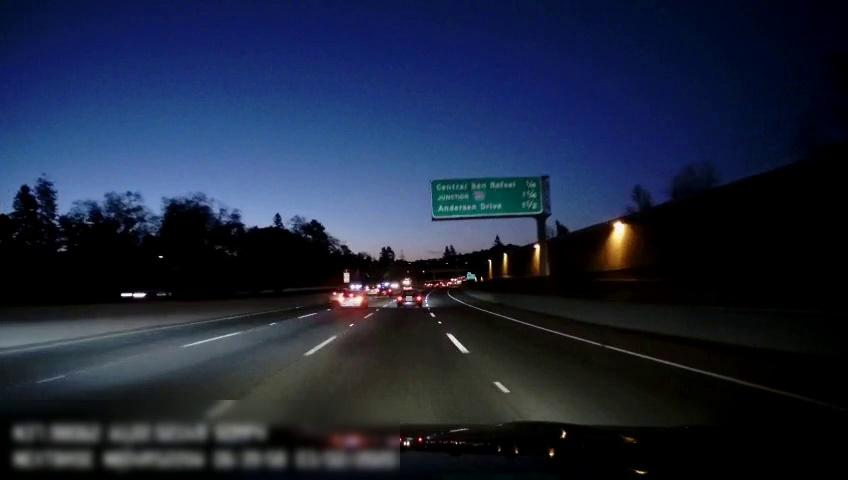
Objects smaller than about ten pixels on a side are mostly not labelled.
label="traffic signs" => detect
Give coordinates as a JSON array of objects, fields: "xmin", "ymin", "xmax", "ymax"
[
  {"xmin": 343, "ymin": 268, "xmax": 350, "ymax": 283},
  {"xmin": 431, "ymin": 175, "xmax": 543, "ymax": 218}
]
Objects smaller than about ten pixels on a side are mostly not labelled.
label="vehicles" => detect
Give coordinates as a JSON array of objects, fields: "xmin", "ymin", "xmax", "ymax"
[
  {"xmin": 367, "ymin": 285, "xmax": 381, "ymax": 296},
  {"xmin": 350, "ymin": 282, "xmax": 363, "ymax": 289},
  {"xmin": 378, "ymin": 285, "xmax": 394, "ymax": 298},
  {"xmin": 397, "ymin": 288, "xmax": 423, "ymax": 310},
  {"xmin": 340, "ymin": 289, "xmax": 368, "ymax": 310},
  {"xmin": 332, "ymin": 287, "xmax": 349, "ymax": 303},
  {"xmin": 119, "ymin": 283, "xmax": 173, "ymax": 302}
]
